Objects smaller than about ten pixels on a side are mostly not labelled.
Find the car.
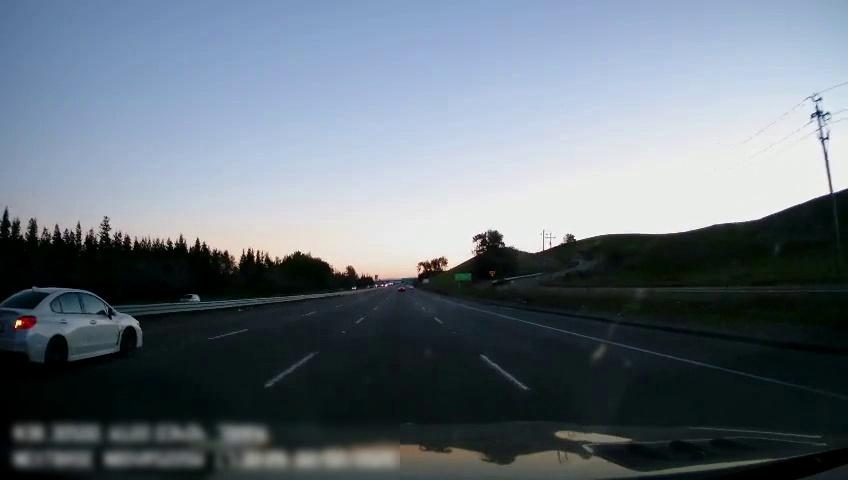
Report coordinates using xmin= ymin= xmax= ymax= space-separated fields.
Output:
xmin=0 ymin=287 xmax=143 ymax=373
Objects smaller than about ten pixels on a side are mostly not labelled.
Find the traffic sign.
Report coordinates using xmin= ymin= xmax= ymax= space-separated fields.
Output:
xmin=455 ymin=272 xmax=472 ymax=282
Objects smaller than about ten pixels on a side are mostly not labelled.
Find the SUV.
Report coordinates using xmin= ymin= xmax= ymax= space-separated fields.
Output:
xmin=180 ymin=293 xmax=200 ymax=303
